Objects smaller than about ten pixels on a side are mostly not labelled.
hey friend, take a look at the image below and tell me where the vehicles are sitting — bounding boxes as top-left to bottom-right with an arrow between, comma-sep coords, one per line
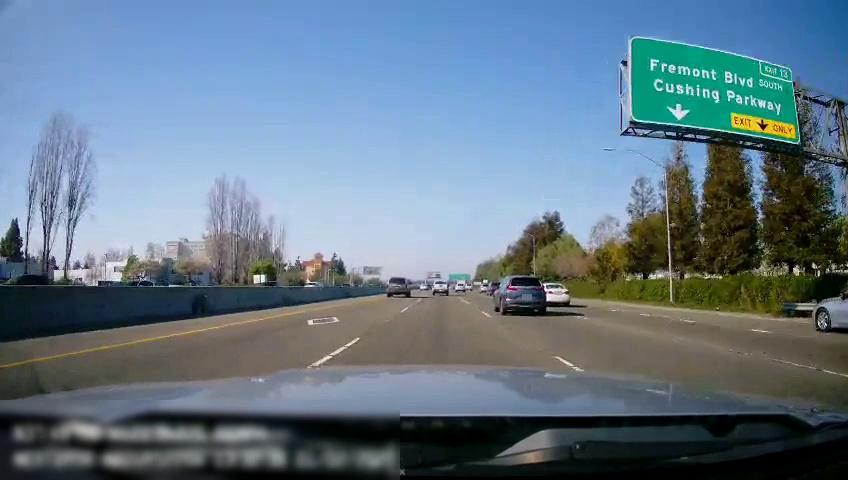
541,282 -> 571,306
2,274 -> 49,286
385,276 -> 413,298
454,282 -> 466,292
304,281 -> 321,287
120,279 -> 156,287
490,274 -> 547,315
265,282 -> 287,289
432,279 -> 449,295
812,289 -> 848,333
486,281 -> 500,296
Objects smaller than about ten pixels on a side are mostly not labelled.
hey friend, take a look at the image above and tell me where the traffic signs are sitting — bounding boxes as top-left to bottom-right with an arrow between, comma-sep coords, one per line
629,34 -> 802,144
